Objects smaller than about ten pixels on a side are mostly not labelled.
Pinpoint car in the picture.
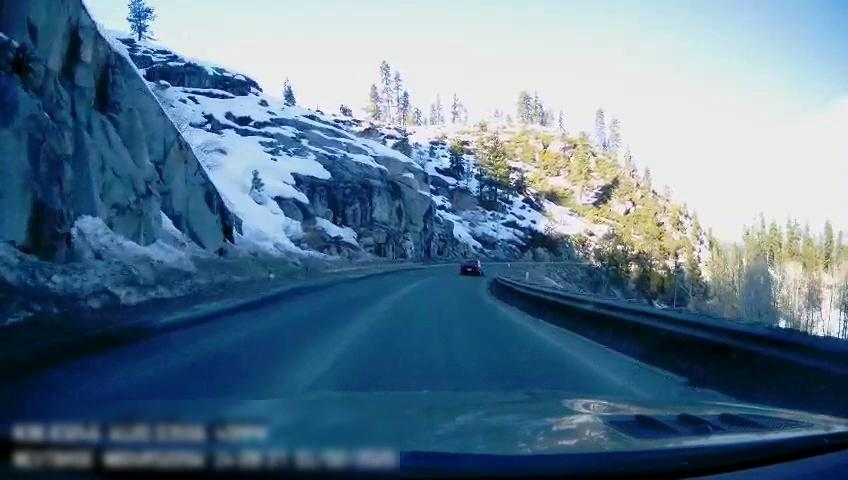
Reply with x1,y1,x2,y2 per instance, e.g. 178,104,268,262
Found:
460,259,482,276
